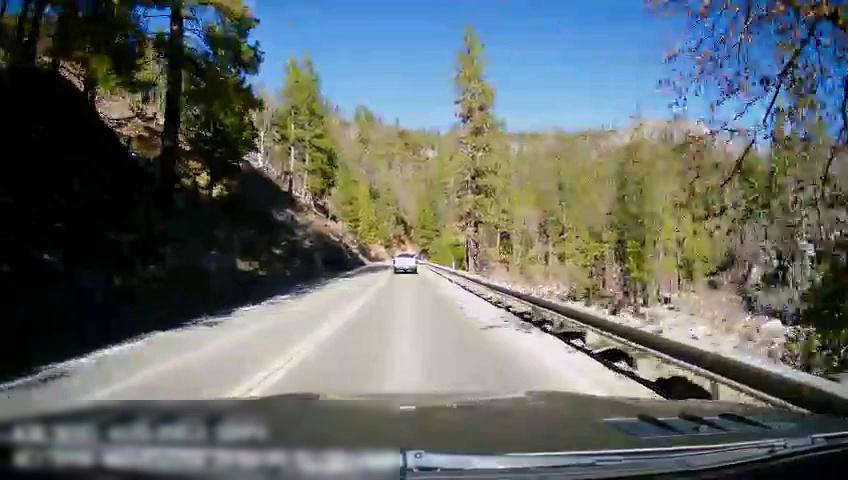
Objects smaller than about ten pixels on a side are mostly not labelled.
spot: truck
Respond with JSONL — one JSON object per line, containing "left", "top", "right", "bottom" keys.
{"left": 393, "top": 252, "right": 418, "bottom": 274}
